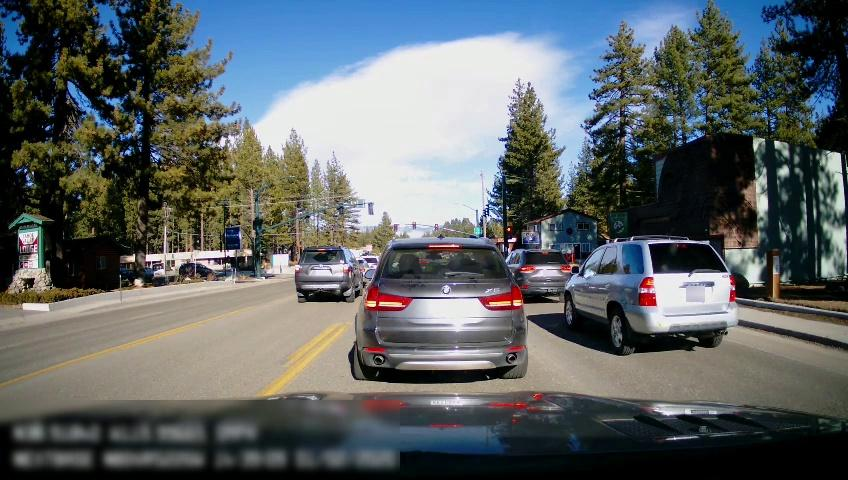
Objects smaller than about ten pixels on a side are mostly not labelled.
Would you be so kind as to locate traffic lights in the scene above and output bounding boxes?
[368,202,374,215]
[484,202,490,216]
[506,225,512,237]
[338,206,343,217]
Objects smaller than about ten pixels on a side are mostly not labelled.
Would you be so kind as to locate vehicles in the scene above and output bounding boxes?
[360,260,370,286]
[560,237,737,357]
[177,261,213,280]
[360,255,379,267]
[128,267,155,280]
[506,248,574,304]
[354,239,528,379]
[228,258,253,272]
[295,247,363,302]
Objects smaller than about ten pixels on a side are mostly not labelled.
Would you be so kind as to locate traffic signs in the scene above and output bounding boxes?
[473,224,483,236]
